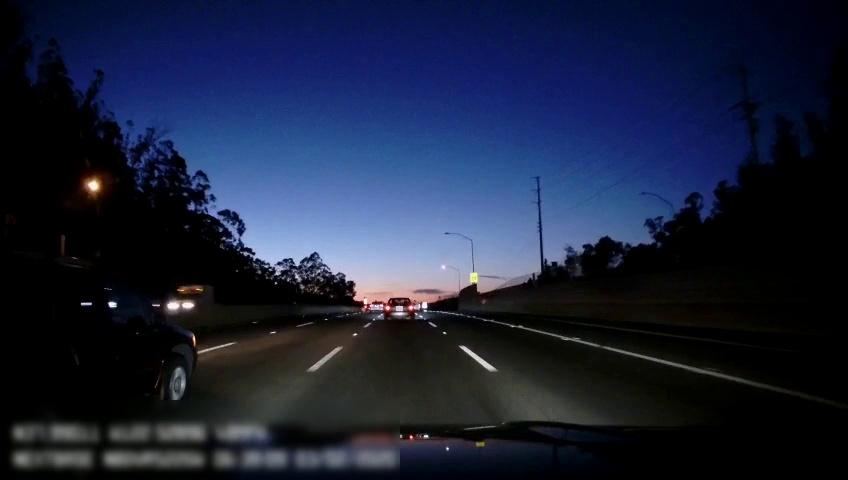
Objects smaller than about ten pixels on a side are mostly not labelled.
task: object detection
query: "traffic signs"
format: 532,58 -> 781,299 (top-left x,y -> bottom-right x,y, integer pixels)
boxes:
470,272 -> 478,283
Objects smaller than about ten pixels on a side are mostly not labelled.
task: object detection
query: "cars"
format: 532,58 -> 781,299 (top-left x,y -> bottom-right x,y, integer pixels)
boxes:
369,301 -> 385,313
382,297 -> 416,321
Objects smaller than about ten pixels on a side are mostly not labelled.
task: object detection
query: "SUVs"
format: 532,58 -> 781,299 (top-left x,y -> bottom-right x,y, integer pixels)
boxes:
0,252 -> 197,438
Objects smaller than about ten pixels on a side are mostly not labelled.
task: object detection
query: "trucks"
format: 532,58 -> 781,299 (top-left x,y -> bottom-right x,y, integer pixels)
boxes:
167,286 -> 214,311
